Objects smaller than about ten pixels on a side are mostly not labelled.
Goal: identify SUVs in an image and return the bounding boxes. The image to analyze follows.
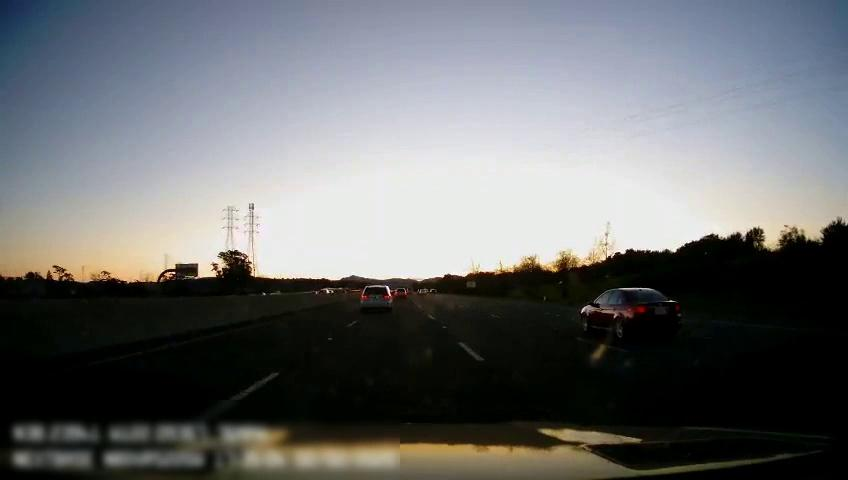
[359,284,394,314]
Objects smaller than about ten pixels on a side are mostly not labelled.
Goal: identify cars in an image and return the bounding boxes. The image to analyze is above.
[580,287,683,341]
[394,287,409,300]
